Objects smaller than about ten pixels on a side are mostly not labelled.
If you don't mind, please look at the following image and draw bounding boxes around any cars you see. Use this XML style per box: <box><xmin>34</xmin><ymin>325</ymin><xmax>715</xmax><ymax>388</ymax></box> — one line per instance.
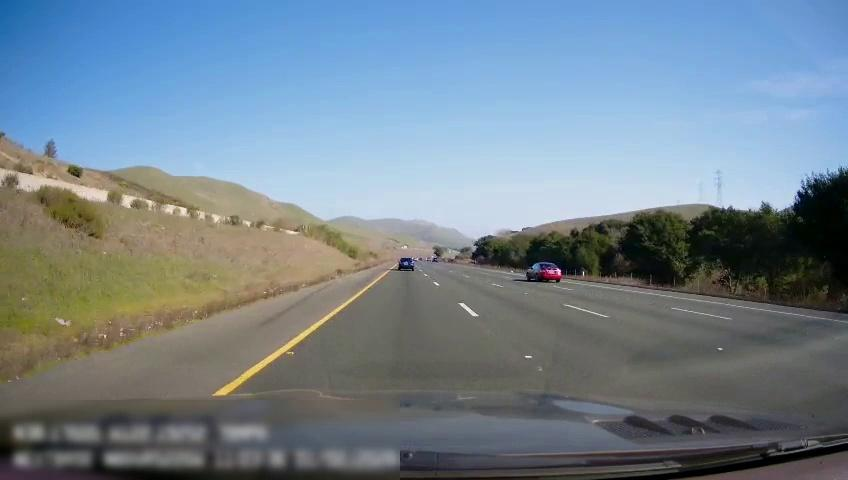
<box><xmin>525</xmin><ymin>262</ymin><xmax>562</xmax><ymax>282</ymax></box>
<box><xmin>397</xmin><ymin>257</ymin><xmax>417</xmax><ymax>271</ymax></box>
